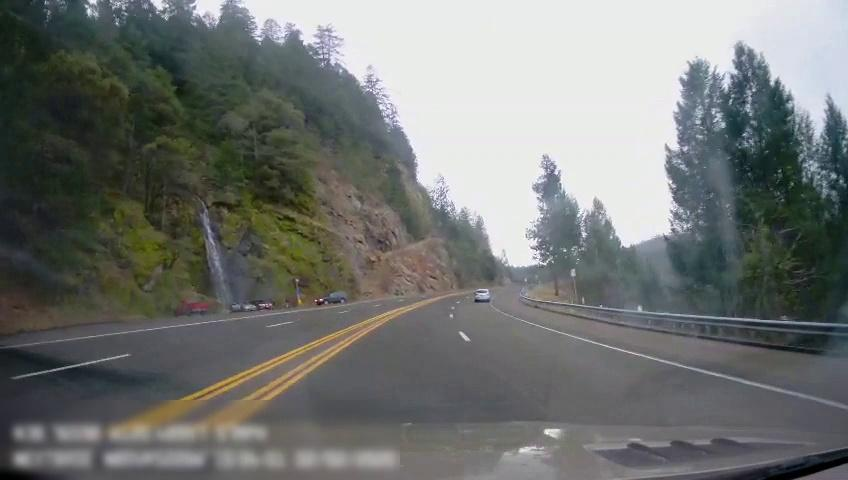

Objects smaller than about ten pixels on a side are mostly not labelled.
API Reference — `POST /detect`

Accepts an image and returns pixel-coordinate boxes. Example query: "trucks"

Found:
[314,291,348,306]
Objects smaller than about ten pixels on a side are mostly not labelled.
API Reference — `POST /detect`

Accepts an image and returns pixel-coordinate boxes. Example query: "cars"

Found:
[231,300,258,313]
[249,299,272,312]
[173,297,209,317]
[474,289,491,303]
